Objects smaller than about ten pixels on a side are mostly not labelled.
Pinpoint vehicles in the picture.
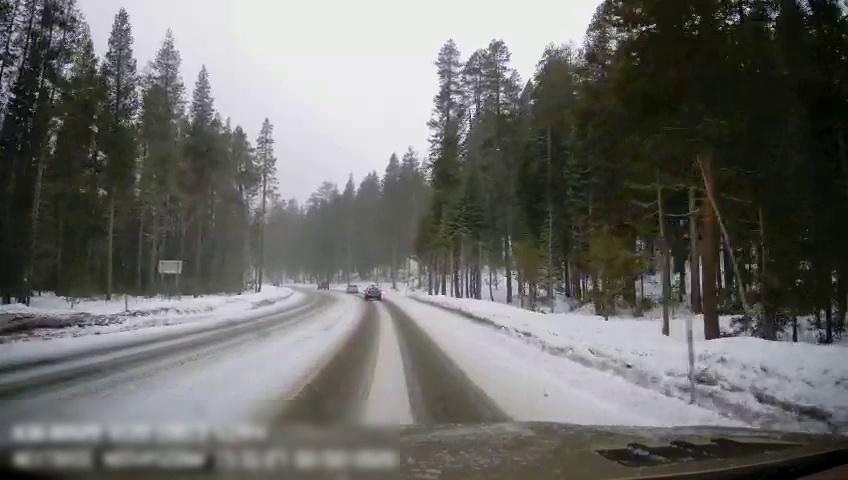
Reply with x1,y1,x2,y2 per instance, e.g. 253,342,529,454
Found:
364,284,382,301
346,284,359,294
317,282,329,290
